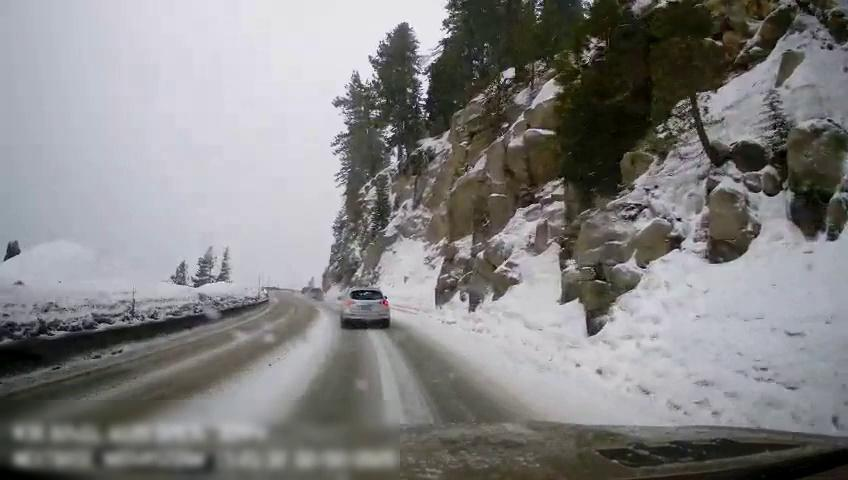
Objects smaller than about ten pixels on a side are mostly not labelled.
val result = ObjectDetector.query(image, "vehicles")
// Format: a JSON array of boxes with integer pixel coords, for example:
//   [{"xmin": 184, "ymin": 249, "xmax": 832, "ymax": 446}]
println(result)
[
  {"xmin": 338, "ymin": 288, "xmax": 391, "ymax": 331},
  {"xmin": 300, "ymin": 286, "xmax": 311, "ymax": 295},
  {"xmin": 307, "ymin": 286, "xmax": 325, "ymax": 301}
]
